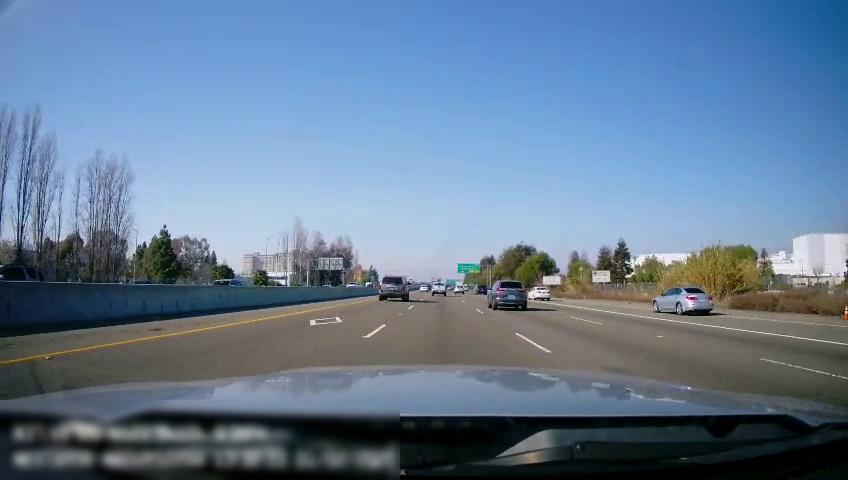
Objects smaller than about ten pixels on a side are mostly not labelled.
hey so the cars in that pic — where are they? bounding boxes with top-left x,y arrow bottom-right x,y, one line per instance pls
345,280 -> 364,289
475,285 -> 488,296
652,285 -> 715,315
419,284 -> 429,293
528,286 -> 551,302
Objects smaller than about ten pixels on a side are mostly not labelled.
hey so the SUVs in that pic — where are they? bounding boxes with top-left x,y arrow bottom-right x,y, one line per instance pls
453,284 -> 465,295
377,276 -> 412,303
486,279 -> 528,311
211,279 -> 242,288
0,263 -> 47,281
431,280 -> 449,297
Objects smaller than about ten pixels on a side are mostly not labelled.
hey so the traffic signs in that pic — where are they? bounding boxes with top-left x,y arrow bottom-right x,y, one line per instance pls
542,275 -> 561,286
591,270 -> 611,283
457,263 -> 481,274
